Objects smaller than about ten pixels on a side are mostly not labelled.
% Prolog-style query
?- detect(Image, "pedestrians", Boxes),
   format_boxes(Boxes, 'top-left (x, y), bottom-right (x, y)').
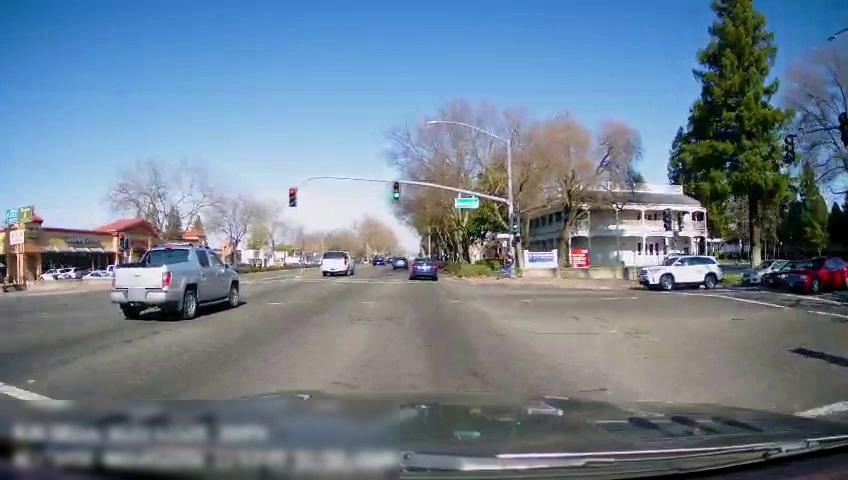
top-left (503, 251), bottom-right (515, 279)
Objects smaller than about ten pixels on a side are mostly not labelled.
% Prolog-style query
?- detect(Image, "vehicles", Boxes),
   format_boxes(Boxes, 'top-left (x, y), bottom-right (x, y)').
top-left (743, 258), bottom-right (806, 286)
top-left (320, 252), bottom-right (354, 277)
top-left (786, 255), bottom-right (848, 293)
top-left (639, 254), bottom-right (723, 290)
top-left (409, 258), bottom-right (438, 281)
top-left (393, 256), bottom-right (408, 270)
top-left (760, 262), bottom-right (802, 289)
top-left (111, 245), bottom-right (243, 321)
top-left (372, 256), bottom-right (386, 266)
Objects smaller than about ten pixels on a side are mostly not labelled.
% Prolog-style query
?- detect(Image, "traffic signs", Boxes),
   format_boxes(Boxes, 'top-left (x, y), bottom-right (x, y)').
top-left (497, 233), bottom-right (514, 239)
top-left (454, 197), bottom-right (480, 209)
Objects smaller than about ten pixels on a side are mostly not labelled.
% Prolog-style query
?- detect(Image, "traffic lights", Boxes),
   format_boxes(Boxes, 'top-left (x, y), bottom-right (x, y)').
top-left (512, 224), bottom-right (519, 235)
top-left (837, 112), bottom-right (848, 149)
top-left (783, 134), bottom-right (798, 167)
top-left (663, 208), bottom-right (673, 232)
top-left (288, 184), bottom-right (298, 208)
top-left (392, 180), bottom-right (401, 201)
